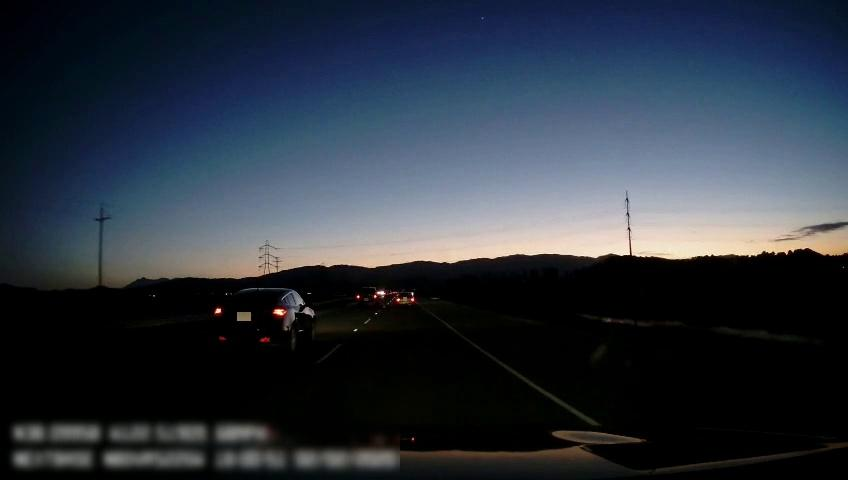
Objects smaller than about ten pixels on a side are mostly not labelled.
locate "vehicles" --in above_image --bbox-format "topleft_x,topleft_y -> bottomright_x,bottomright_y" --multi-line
396,291 -> 415,307
209,289 -> 317,352
355,287 -> 376,304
